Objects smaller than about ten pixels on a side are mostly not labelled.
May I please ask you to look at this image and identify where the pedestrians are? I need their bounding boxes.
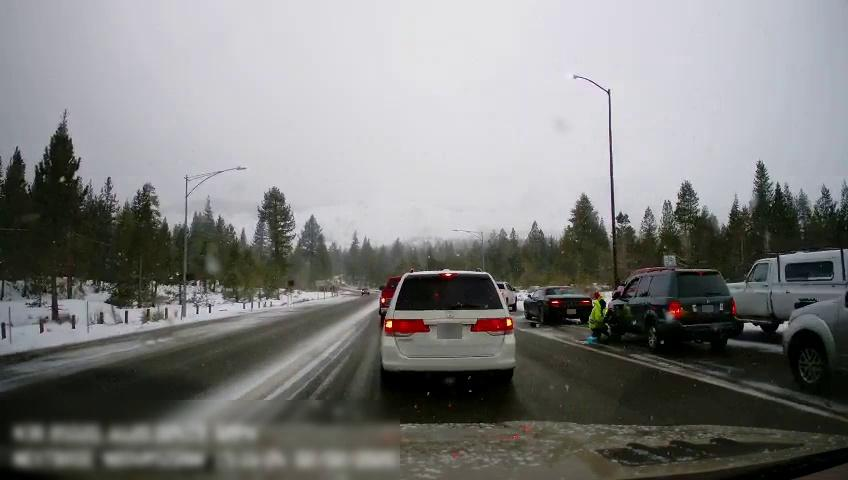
[588,298,610,338]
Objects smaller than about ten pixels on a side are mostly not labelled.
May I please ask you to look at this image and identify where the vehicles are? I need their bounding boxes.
[603,267,746,353]
[725,246,848,337]
[496,281,518,312]
[611,264,676,295]
[523,285,593,325]
[782,291,848,394]
[380,270,516,380]
[378,275,402,317]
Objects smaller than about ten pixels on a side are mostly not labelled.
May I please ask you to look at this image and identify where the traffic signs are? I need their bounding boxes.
[662,254,678,268]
